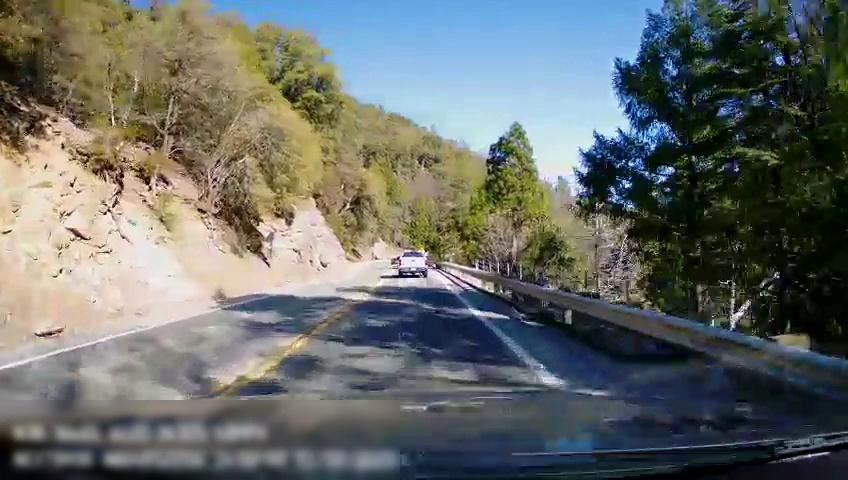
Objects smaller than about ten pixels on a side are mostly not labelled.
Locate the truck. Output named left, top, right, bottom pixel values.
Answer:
left=396, top=250, right=429, bottom=278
